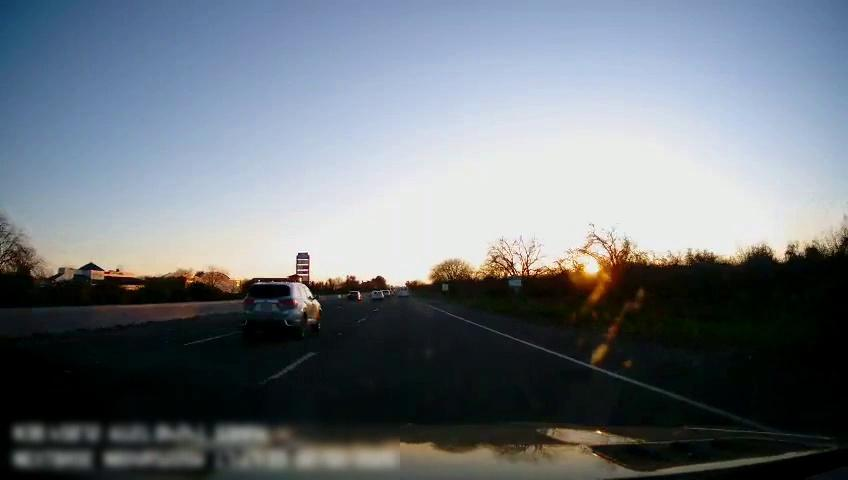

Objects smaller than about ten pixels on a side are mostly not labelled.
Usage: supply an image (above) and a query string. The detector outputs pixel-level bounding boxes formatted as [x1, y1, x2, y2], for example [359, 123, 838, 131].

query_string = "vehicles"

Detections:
[347, 290, 363, 302]
[241, 280, 324, 342]
[397, 287, 409, 298]
[370, 290, 385, 302]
